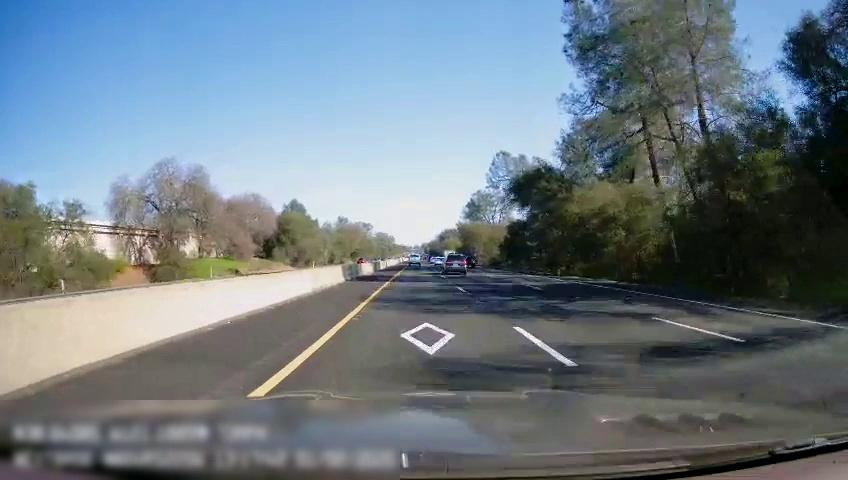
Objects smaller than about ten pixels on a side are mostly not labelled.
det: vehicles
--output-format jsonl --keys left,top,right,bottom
{"left": 459, "top": 254, "right": 476, "bottom": 268}
{"left": 443, "top": 250, "right": 465, "bottom": 267}
{"left": 407, "top": 253, "right": 421, "bottom": 267}
{"left": 442, "top": 253, "right": 468, "bottom": 274}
